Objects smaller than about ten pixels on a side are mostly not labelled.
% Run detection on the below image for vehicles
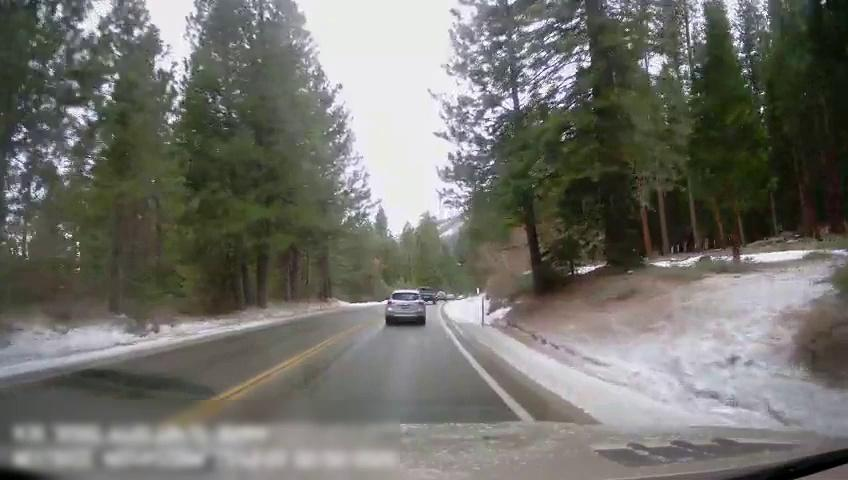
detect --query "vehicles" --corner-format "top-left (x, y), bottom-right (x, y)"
top-left (385, 289), bottom-right (426, 323)
top-left (417, 286), bottom-right (437, 304)
top-left (437, 291), bottom-right (449, 302)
